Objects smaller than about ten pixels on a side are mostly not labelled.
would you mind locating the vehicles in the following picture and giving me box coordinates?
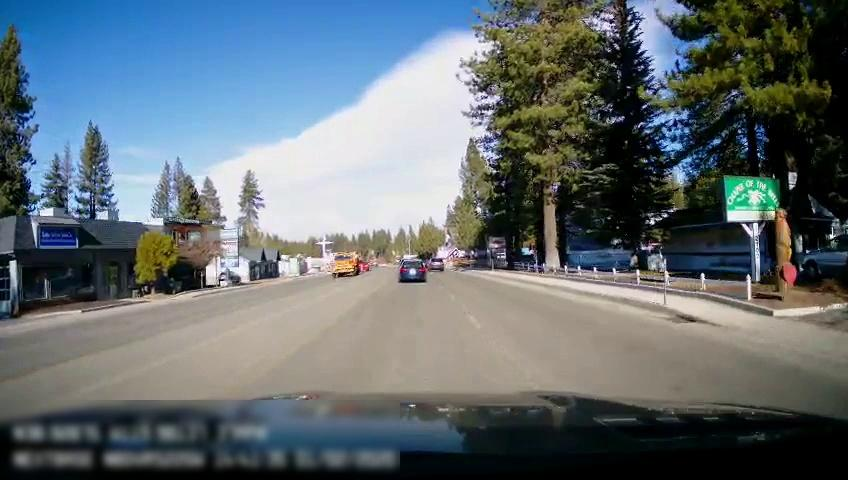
[331,250,360,278]
[359,261,370,272]
[399,259,426,282]
[800,235,848,282]
[427,257,445,272]
[218,271,242,284]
